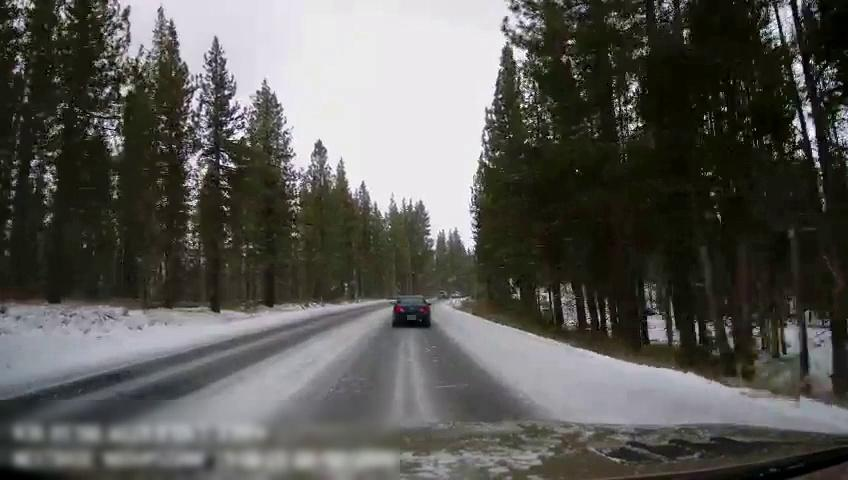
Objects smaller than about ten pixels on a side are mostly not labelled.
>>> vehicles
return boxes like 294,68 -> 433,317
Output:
437,289 -> 450,300
451,289 -> 464,299
391,295 -> 433,328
